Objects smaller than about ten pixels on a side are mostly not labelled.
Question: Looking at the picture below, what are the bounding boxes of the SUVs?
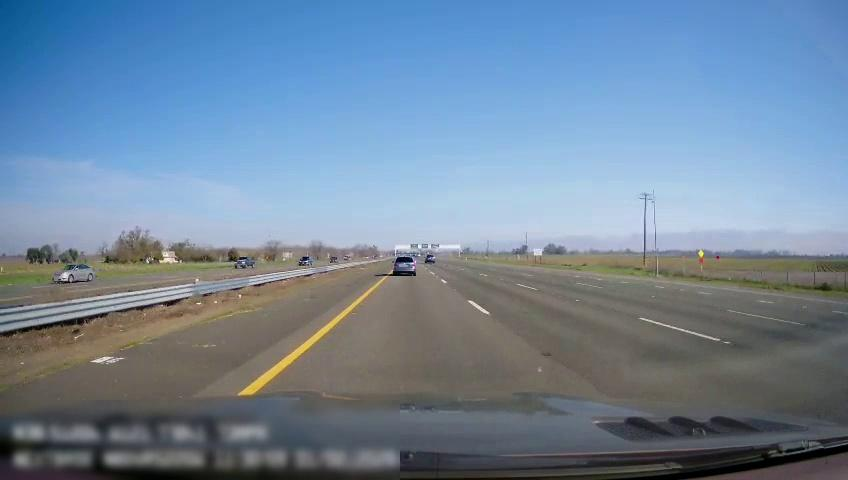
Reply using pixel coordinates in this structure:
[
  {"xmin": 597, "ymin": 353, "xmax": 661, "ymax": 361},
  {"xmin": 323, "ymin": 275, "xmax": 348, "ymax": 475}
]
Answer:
[
  {"xmin": 234, "ymin": 255, "xmax": 256, "ymax": 269},
  {"xmin": 424, "ymin": 254, "xmax": 435, "ymax": 263},
  {"xmin": 392, "ymin": 255, "xmax": 417, "ymax": 276},
  {"xmin": 299, "ymin": 256, "xmax": 313, "ymax": 266}
]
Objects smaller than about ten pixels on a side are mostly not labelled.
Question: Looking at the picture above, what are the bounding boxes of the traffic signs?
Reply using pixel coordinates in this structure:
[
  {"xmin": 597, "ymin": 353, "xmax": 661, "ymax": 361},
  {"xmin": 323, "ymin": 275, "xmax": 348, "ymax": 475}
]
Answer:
[{"xmin": 533, "ymin": 247, "xmax": 544, "ymax": 257}]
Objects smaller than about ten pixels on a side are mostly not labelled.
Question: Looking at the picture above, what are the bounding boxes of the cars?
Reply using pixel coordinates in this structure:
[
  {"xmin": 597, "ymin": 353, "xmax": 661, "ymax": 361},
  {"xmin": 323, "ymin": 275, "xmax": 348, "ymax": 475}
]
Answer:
[{"xmin": 52, "ymin": 263, "xmax": 96, "ymax": 285}]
